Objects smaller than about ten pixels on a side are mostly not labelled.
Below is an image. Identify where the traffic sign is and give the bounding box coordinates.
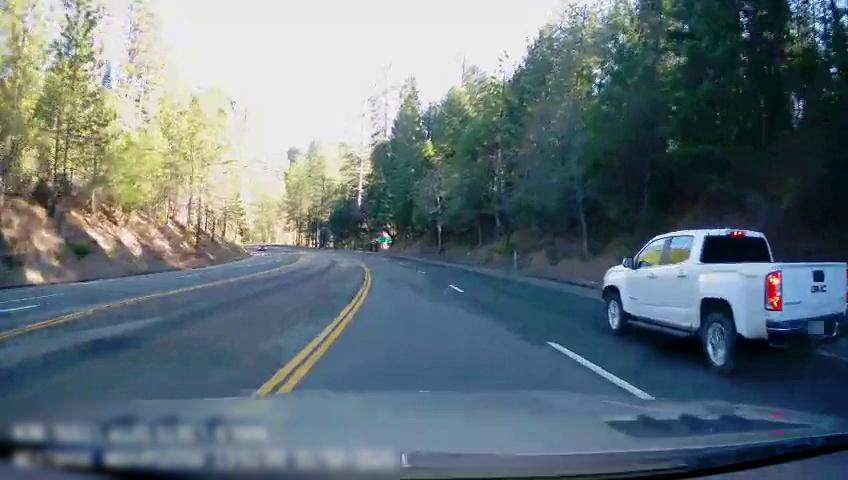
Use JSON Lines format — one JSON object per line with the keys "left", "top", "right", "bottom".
{"left": 376, "top": 236, "right": 393, "bottom": 244}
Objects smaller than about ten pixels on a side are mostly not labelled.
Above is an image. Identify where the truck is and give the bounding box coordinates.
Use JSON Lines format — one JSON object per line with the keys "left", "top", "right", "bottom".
{"left": 599, "top": 228, "right": 848, "bottom": 371}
